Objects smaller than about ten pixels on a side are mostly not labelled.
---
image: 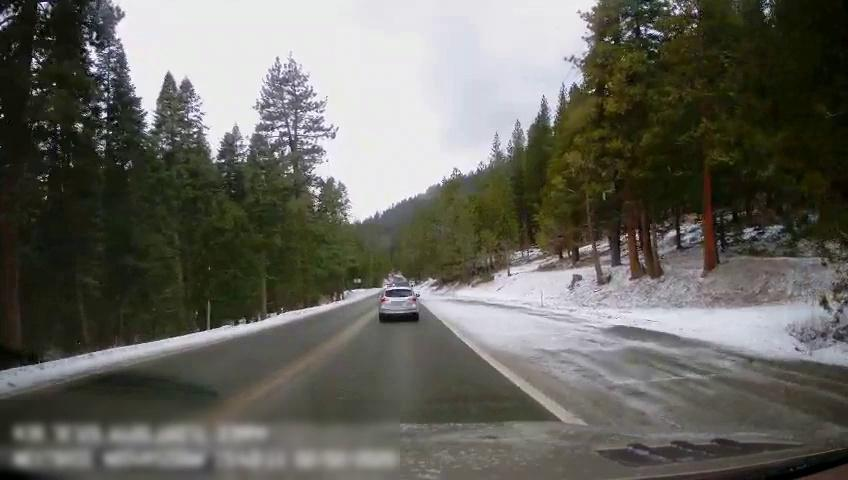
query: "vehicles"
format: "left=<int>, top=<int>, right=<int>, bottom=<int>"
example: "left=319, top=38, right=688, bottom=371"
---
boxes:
left=390, top=281, right=414, bottom=288
left=379, top=287, right=421, bottom=322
